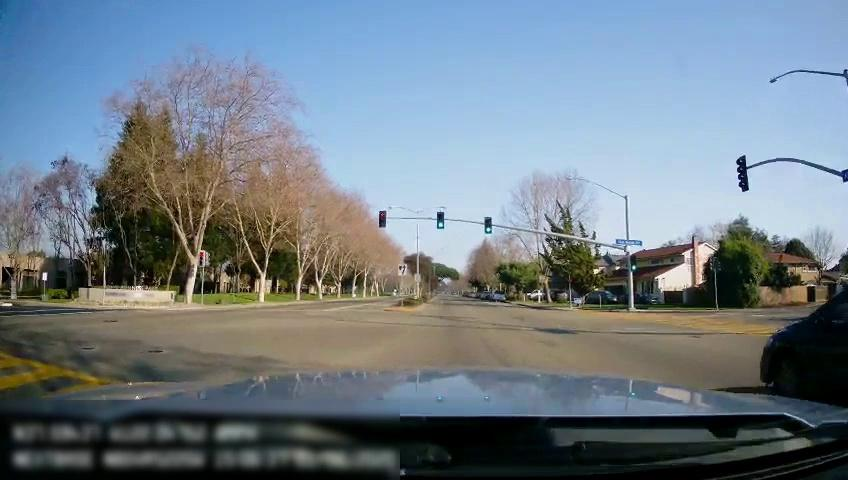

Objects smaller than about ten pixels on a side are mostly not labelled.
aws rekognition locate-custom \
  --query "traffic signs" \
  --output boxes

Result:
[397,264,408,278]
[615,238,643,247]
[840,169,848,184]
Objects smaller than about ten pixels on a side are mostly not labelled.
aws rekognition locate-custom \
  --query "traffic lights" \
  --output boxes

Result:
[712,257,720,273]
[734,154,751,192]
[483,215,493,235]
[436,211,446,230]
[377,210,387,229]
[197,250,207,268]
[705,257,713,273]
[204,252,209,266]
[629,254,639,272]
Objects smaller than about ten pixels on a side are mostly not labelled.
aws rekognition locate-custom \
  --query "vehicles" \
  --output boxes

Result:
[488,288,506,303]
[550,289,569,304]
[525,289,552,302]
[479,289,492,301]
[620,292,658,306]
[586,289,617,305]
[759,281,848,411]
